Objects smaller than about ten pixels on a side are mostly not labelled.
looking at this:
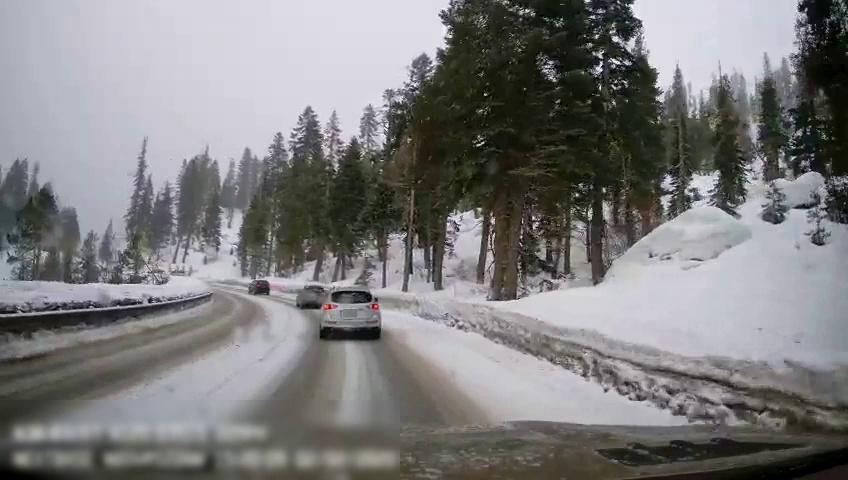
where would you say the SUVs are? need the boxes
[318,285,382,342]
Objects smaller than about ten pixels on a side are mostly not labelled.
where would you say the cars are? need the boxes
[248,278,271,295]
[295,284,328,310]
